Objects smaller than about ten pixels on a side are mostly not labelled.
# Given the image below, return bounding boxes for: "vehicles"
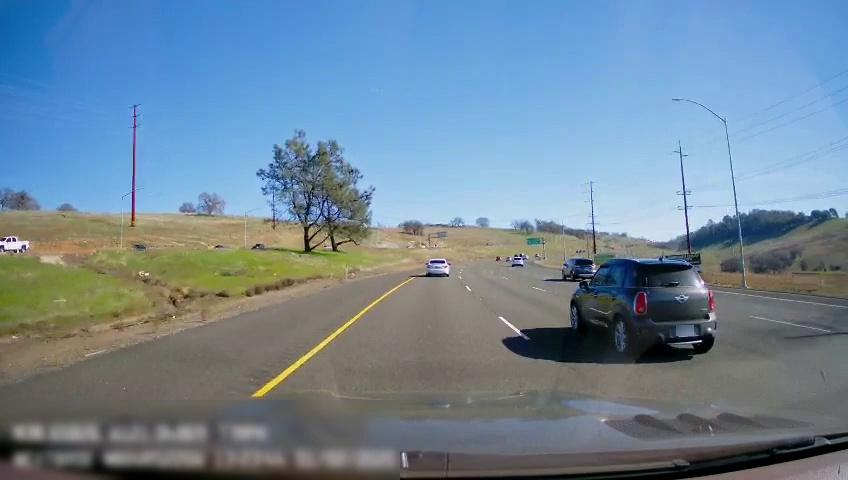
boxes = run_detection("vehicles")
[251,243,265,249]
[511,256,524,267]
[569,257,721,358]
[562,258,598,281]
[424,258,450,277]
[0,236,29,253]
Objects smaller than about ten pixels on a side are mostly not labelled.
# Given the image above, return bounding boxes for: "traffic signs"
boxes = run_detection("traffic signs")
[527,237,543,246]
